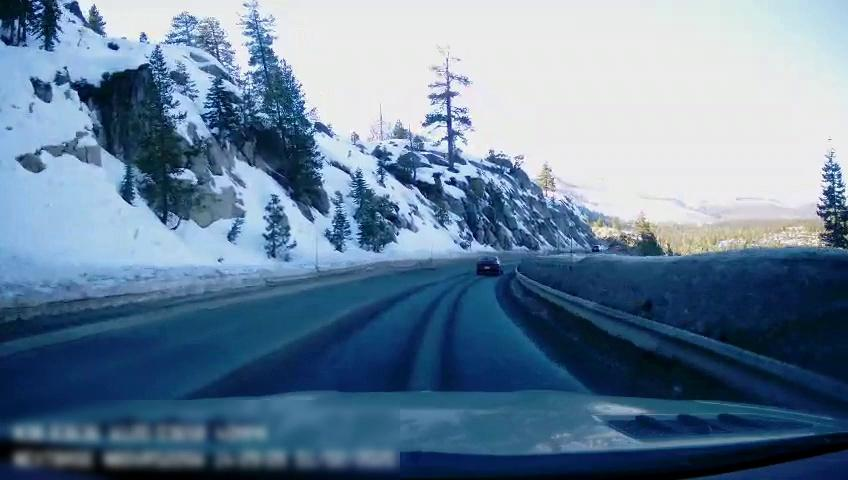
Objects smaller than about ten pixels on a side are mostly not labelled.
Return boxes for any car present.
[476,257,502,277]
